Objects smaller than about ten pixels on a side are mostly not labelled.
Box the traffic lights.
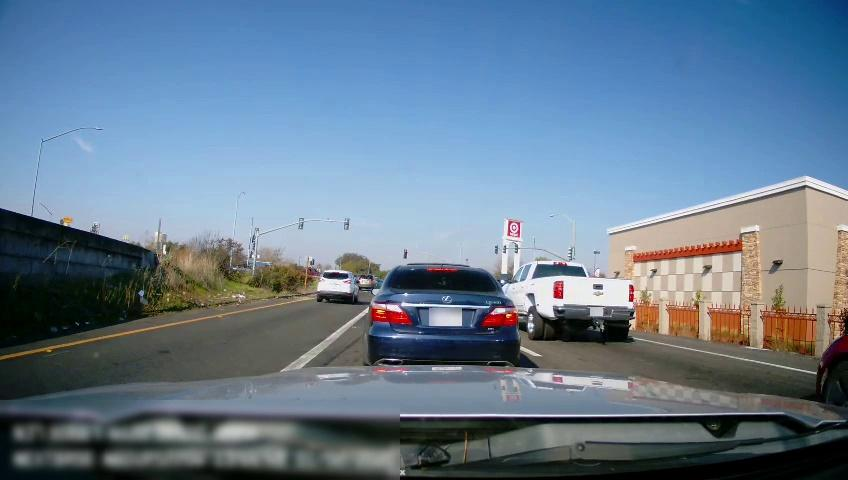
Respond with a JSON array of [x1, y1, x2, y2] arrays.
[[502, 243, 507, 255], [297, 217, 305, 230], [513, 242, 519, 256], [494, 244, 499, 255], [567, 247, 573, 261], [403, 248, 408, 260], [343, 217, 350, 231]]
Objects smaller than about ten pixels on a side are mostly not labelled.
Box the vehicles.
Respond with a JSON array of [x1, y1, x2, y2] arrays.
[[815, 333, 848, 409], [314, 269, 361, 305], [361, 262, 522, 367], [492, 260, 635, 340], [356, 274, 377, 291]]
